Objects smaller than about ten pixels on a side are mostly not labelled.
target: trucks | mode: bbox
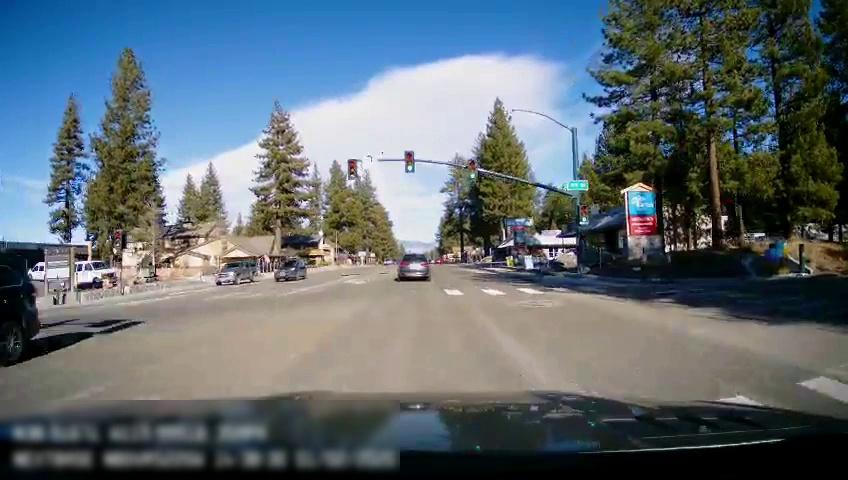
[54,260,115,291]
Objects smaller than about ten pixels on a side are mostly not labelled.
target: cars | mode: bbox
[273,258,308,282]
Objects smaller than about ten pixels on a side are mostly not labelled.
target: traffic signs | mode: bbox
[365,151,383,164]
[566,178,589,193]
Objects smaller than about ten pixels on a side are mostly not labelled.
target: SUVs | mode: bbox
[215,261,258,286]
[0,263,37,353]
[398,255,430,281]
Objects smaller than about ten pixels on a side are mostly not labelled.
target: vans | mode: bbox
[26,260,67,282]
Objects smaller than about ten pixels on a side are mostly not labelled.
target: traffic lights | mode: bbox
[467,160,476,185]
[402,149,416,175]
[348,160,357,184]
